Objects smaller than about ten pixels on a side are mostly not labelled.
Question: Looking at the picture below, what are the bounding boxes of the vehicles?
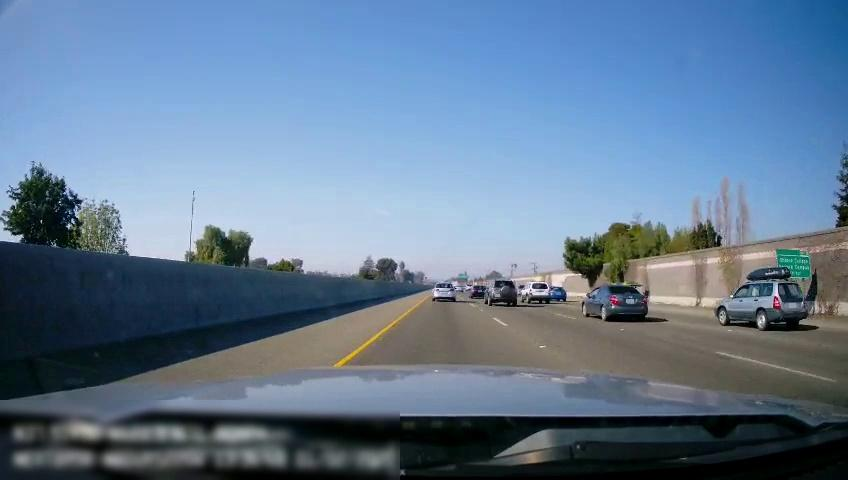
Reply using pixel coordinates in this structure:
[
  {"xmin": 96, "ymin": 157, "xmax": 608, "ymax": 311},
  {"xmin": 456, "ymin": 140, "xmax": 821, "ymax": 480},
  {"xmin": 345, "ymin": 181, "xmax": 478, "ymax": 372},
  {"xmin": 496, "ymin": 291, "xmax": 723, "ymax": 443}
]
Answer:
[
  {"xmin": 484, "ymin": 279, "xmax": 517, "ymax": 306},
  {"xmin": 581, "ymin": 285, "xmax": 648, "ymax": 322},
  {"xmin": 515, "ymin": 285, "xmax": 526, "ymax": 295},
  {"xmin": 548, "ymin": 286, "xmax": 567, "ymax": 301},
  {"xmin": 520, "ymin": 282, "xmax": 551, "ymax": 304},
  {"xmin": 431, "ymin": 282, "xmax": 457, "ymax": 302},
  {"xmin": 714, "ymin": 267, "xmax": 810, "ymax": 331},
  {"xmin": 469, "ymin": 285, "xmax": 487, "ymax": 298}
]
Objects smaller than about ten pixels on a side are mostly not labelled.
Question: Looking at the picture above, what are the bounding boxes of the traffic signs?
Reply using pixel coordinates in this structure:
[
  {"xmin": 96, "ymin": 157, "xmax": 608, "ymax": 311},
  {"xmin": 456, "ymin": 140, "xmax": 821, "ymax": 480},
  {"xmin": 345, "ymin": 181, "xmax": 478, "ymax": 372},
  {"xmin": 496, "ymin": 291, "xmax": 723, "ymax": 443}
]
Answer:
[{"xmin": 775, "ymin": 249, "xmax": 811, "ymax": 279}]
